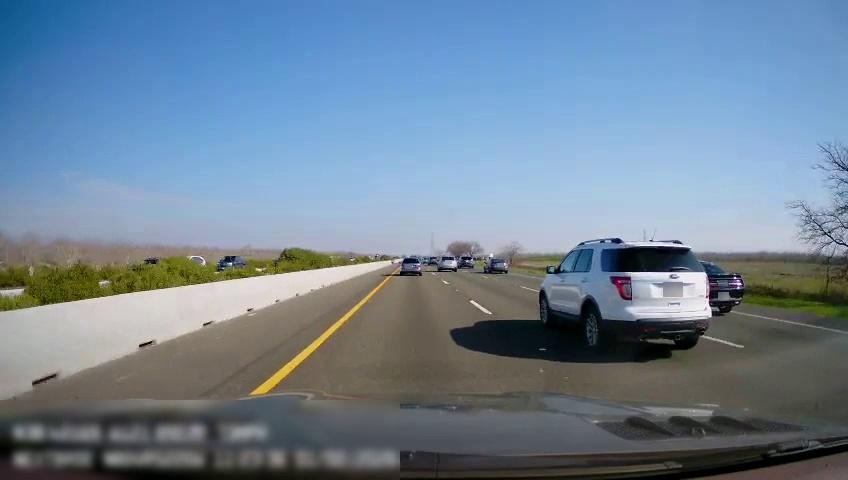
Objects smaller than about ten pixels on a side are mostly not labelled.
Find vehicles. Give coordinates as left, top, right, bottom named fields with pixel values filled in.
left=184, top=255, right=206, bottom=266
left=216, top=255, right=246, bottom=273
left=702, top=262, right=745, bottom=313
left=436, top=254, right=458, bottom=272
left=399, top=257, right=423, bottom=276
left=483, top=259, right=508, bottom=274
left=458, top=255, right=475, bottom=269
left=428, top=256, right=439, bottom=266
left=537, top=238, right=713, bottom=350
